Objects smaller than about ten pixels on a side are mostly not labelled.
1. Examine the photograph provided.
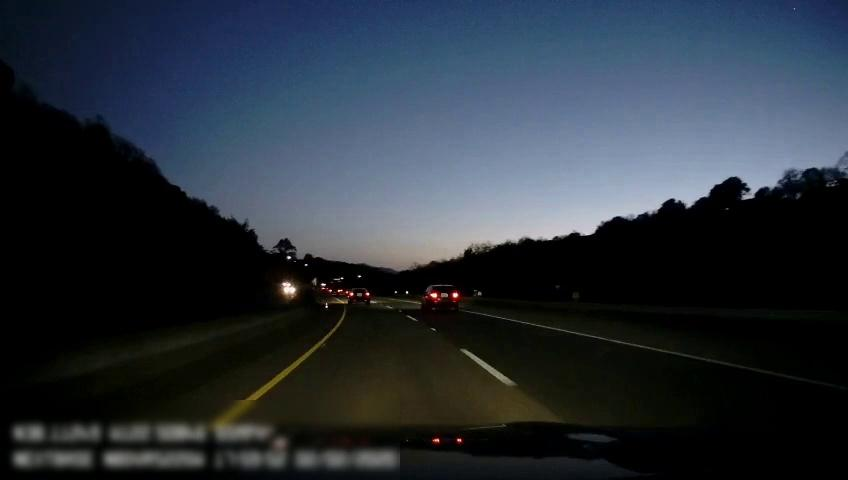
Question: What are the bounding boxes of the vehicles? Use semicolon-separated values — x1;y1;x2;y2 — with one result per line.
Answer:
347;288;371;305
278;284;300;299
423;285;460;310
